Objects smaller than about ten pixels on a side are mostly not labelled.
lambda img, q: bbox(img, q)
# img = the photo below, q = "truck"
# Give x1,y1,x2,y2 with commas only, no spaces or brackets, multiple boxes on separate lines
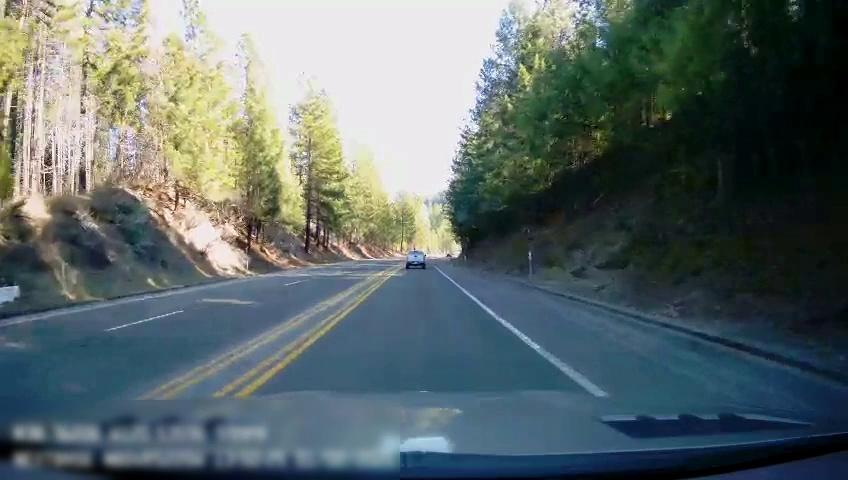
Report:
405,248,427,270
